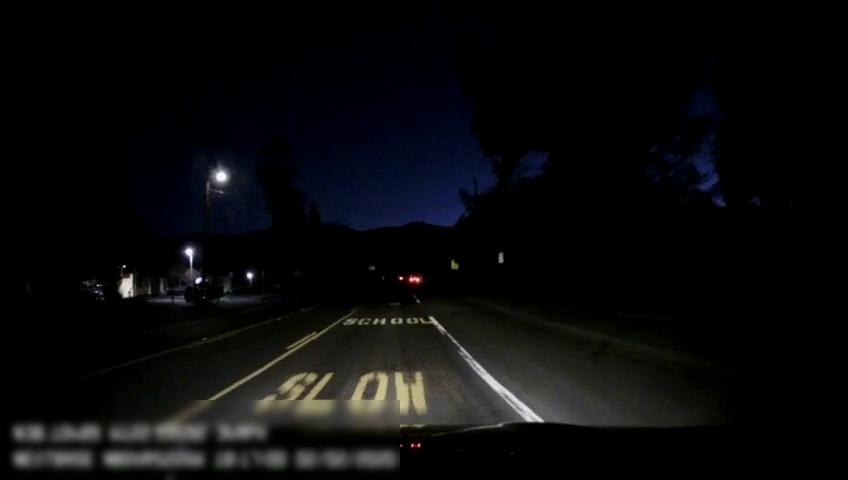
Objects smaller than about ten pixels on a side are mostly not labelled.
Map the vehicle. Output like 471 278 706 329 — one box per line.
408 274 421 284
